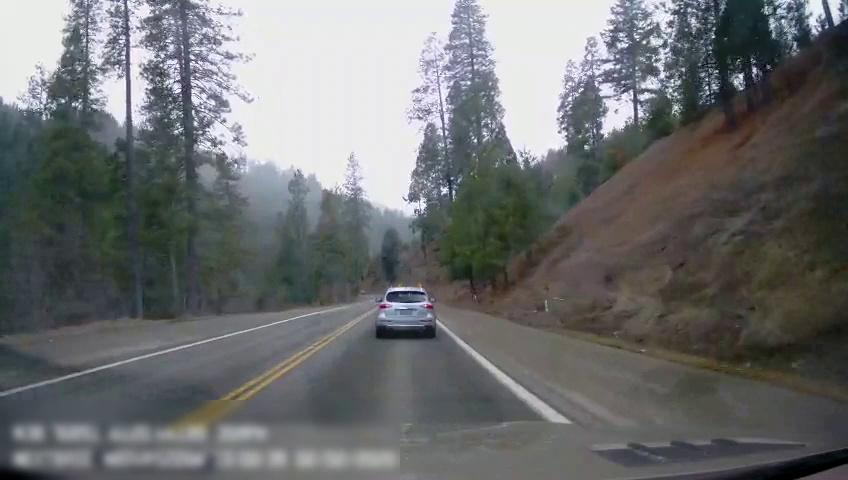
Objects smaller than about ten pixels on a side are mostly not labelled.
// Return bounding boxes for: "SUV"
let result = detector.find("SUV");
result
[375,288,436,339]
